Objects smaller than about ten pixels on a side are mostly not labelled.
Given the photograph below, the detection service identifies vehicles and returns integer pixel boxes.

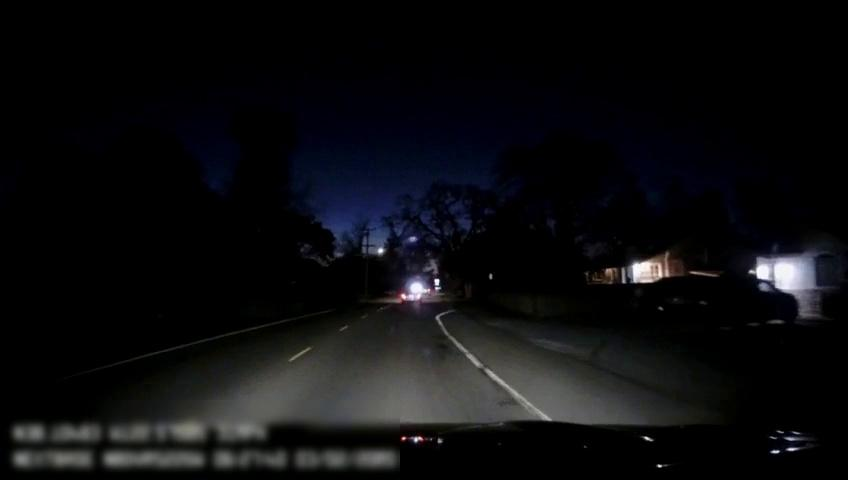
[400,287,423,306]
[639,277,801,334]
[419,286,432,298]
